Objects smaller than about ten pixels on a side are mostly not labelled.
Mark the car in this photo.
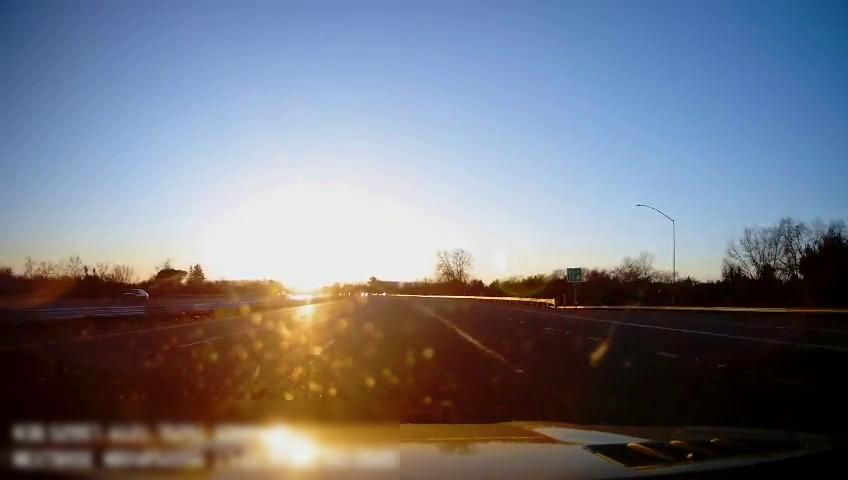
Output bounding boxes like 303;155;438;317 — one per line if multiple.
123;289;149;301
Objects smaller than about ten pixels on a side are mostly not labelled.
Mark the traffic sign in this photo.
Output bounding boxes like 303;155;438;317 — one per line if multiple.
567;267;582;283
